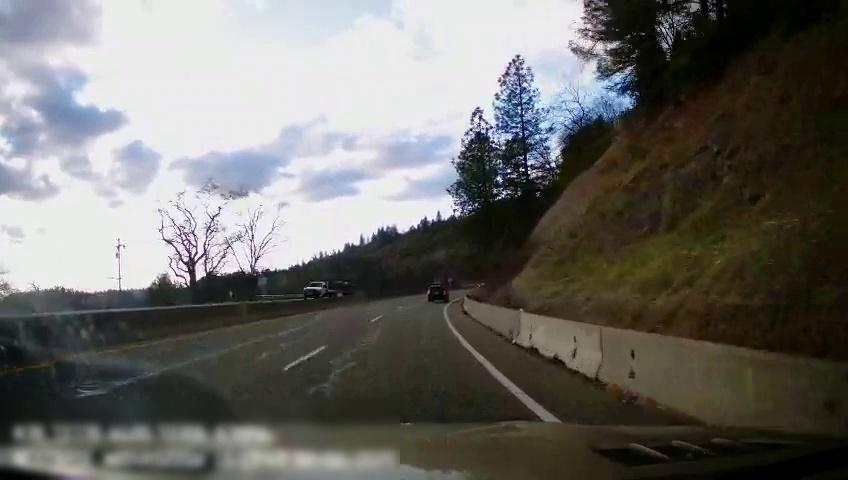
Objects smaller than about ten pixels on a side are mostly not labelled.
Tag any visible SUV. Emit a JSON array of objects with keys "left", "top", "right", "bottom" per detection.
[{"left": 428, "top": 285, "right": 449, "bottom": 304}]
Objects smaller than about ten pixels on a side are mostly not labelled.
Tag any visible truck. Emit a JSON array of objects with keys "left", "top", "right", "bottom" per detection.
[{"left": 303, "top": 280, "right": 349, "bottom": 299}]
